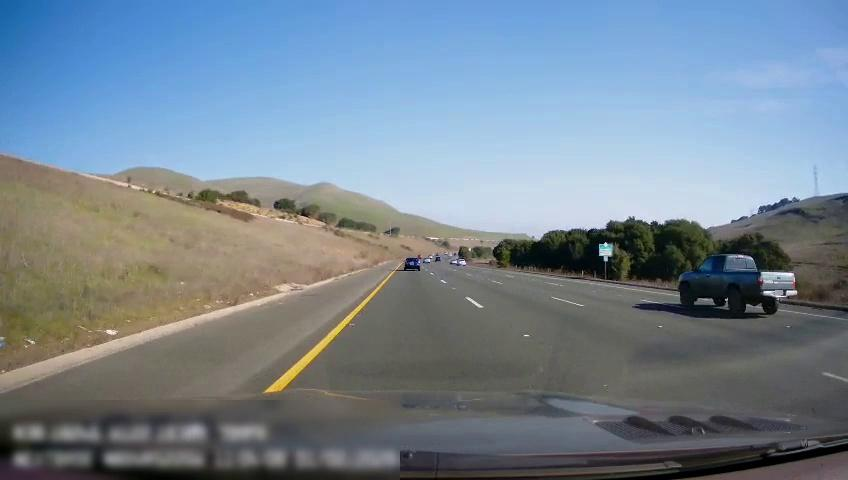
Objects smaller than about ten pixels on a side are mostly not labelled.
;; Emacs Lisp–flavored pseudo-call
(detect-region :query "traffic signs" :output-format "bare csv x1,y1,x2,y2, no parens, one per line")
598,243,613,257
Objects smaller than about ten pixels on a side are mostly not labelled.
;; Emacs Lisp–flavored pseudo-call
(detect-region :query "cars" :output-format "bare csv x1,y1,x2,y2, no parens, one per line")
456,258,467,267
403,257,421,271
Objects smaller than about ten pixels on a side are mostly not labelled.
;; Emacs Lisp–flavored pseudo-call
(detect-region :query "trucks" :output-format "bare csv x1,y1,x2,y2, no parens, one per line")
677,253,799,315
